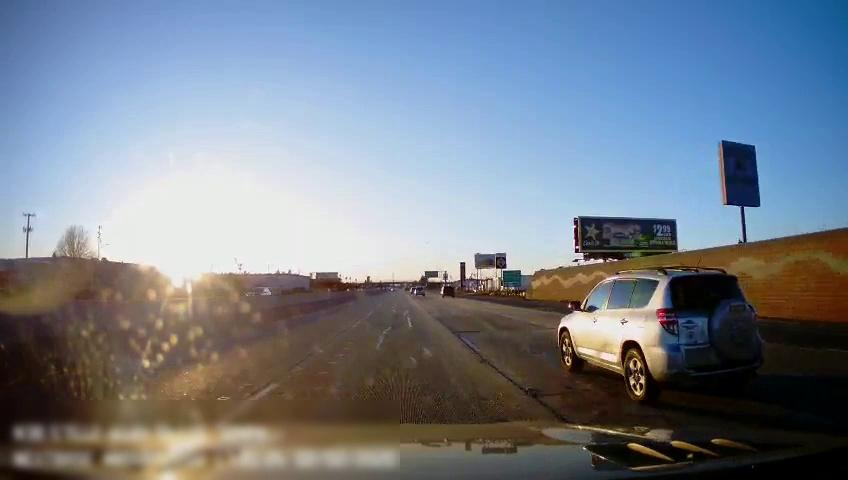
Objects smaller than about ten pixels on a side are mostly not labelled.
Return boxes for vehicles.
[253,287,271,296]
[557,270,765,405]
[414,288,425,297]
[440,286,455,299]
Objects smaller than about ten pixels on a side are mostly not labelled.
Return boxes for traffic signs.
[424,270,438,277]
[503,270,521,283]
